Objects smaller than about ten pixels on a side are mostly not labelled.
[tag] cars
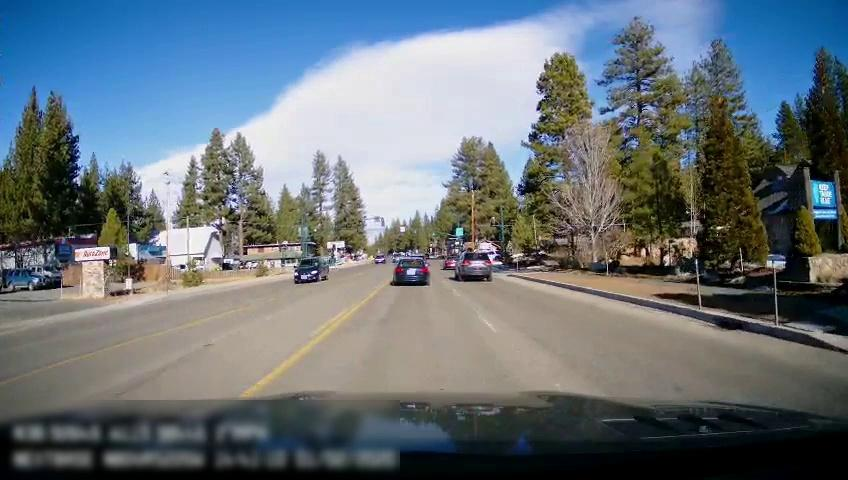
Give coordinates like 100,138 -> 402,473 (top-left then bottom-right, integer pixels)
294,257 -> 330,284
443,256 -> 458,270
394,256 -> 429,285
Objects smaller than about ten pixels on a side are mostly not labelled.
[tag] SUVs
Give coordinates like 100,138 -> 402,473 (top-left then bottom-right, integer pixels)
0,268 -> 48,293
457,253 -> 491,281
374,254 -> 386,264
